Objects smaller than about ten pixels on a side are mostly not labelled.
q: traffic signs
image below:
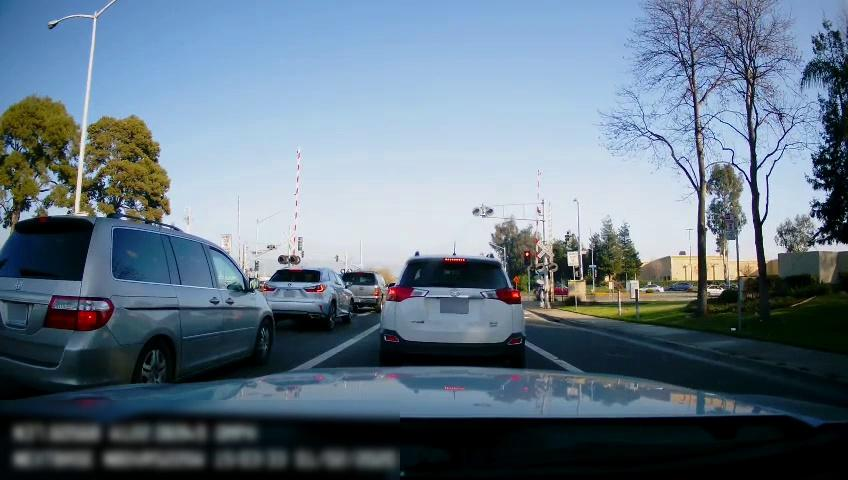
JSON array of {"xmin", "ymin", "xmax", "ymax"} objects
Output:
[
  {"xmin": 70, "ymin": 211, "xmax": 89, "ymax": 218},
  {"xmin": 537, "ymin": 239, "xmax": 554, "ymax": 259},
  {"xmin": 567, "ymin": 251, "xmax": 579, "ymax": 267}
]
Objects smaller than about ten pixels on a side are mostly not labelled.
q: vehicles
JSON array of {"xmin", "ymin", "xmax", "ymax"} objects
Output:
[
  {"xmin": 0, "ymin": 212, "xmax": 277, "ymax": 394},
  {"xmin": 665, "ymin": 282, "xmax": 693, "ymax": 293},
  {"xmin": 640, "ymin": 282, "xmax": 665, "ymax": 294},
  {"xmin": 548, "ymin": 286, "xmax": 569, "ymax": 296},
  {"xmin": 534, "ymin": 284, "xmax": 562, "ymax": 295},
  {"xmin": 380, "ymin": 250, "xmax": 525, "ymax": 364},
  {"xmin": 261, "ymin": 266, "xmax": 354, "ymax": 330},
  {"xmin": 341, "ymin": 271, "xmax": 390, "ymax": 312},
  {"xmin": 706, "ymin": 283, "xmax": 726, "ymax": 295}
]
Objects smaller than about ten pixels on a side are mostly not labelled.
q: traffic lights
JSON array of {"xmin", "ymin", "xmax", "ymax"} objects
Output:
[
  {"xmin": 289, "ymin": 255, "xmax": 301, "ymax": 265},
  {"xmin": 297, "ymin": 236, "xmax": 303, "ymax": 252},
  {"xmin": 523, "ymin": 250, "xmax": 531, "ymax": 266},
  {"xmin": 564, "ymin": 231, "xmax": 570, "ymax": 245},
  {"xmin": 277, "ymin": 255, "xmax": 290, "ymax": 265}
]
